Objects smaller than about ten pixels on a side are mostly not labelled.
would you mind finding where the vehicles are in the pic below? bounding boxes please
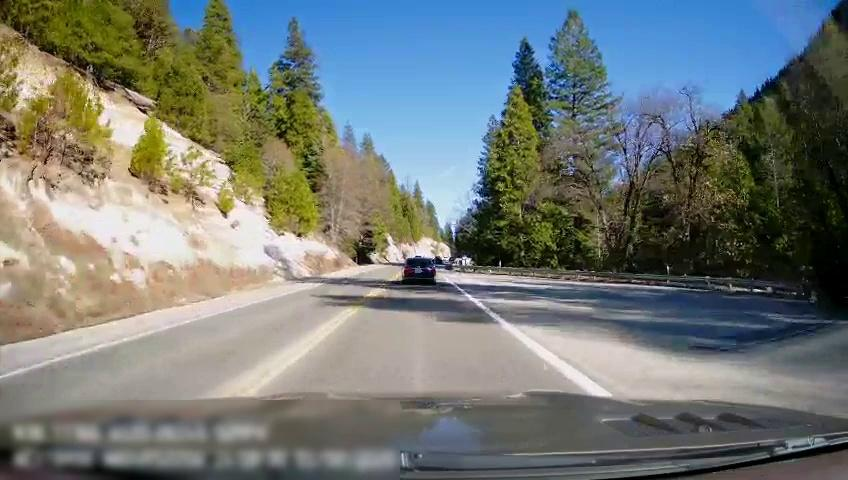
[399,256,437,286]
[431,254,443,265]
